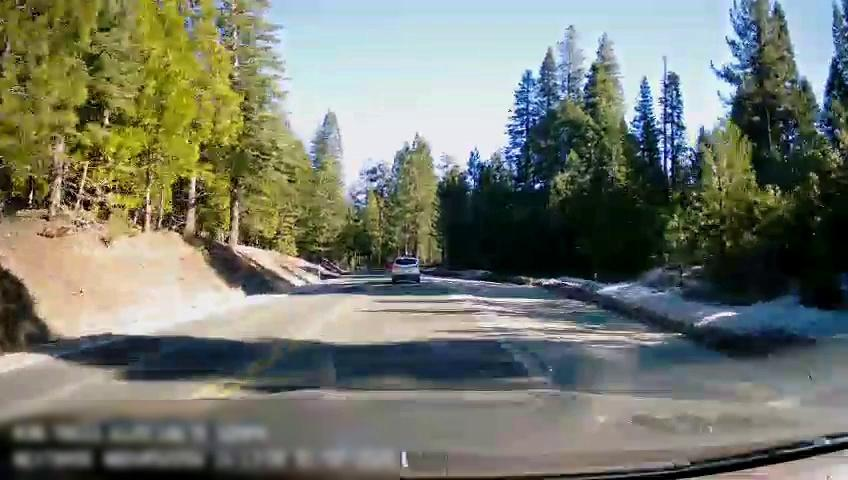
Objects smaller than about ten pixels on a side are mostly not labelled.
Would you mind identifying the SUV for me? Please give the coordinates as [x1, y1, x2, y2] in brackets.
[391, 256, 421, 284]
